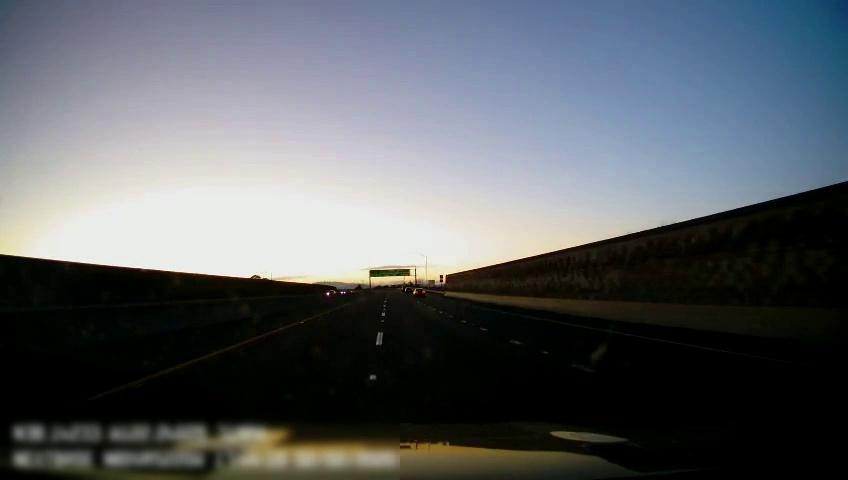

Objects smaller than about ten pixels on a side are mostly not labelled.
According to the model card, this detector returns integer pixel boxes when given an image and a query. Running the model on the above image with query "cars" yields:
[326,289,337,296]
[412,287,426,297]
